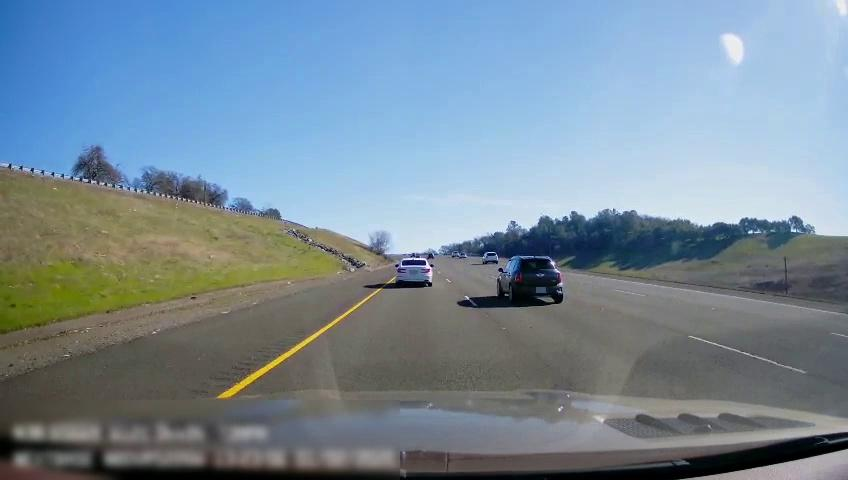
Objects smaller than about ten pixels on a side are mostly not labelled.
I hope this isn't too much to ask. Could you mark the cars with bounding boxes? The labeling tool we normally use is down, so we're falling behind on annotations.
[395,257,434,287]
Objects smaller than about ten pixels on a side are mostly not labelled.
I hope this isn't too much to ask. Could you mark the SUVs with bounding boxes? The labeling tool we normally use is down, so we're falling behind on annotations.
[482,252,498,264]
[496,255,564,305]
